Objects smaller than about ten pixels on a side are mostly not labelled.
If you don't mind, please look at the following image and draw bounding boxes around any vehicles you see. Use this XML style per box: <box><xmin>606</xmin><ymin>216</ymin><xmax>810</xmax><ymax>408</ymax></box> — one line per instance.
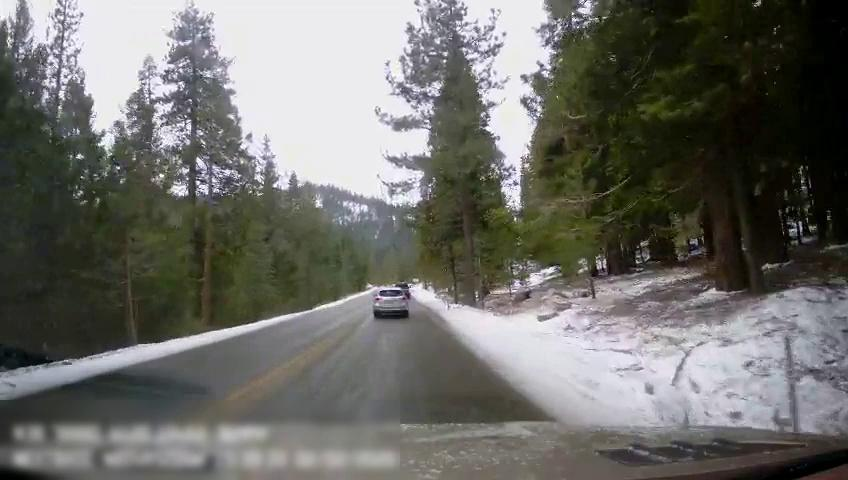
<box><xmin>394</xmin><ymin>282</ymin><xmax>412</xmax><ymax>299</ymax></box>
<box><xmin>373</xmin><ymin>287</ymin><xmax>409</xmax><ymax>317</ymax></box>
